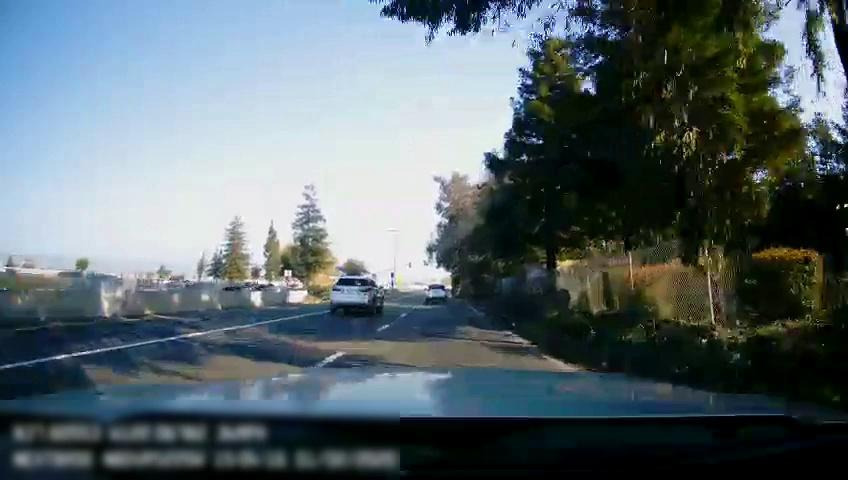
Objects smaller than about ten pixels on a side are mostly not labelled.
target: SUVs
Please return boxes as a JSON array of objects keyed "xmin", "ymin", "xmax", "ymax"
[
  {"xmin": 423, "ymin": 284, "xmax": 449, "ymax": 305},
  {"xmin": 329, "ymin": 276, "xmax": 384, "ymax": 316}
]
